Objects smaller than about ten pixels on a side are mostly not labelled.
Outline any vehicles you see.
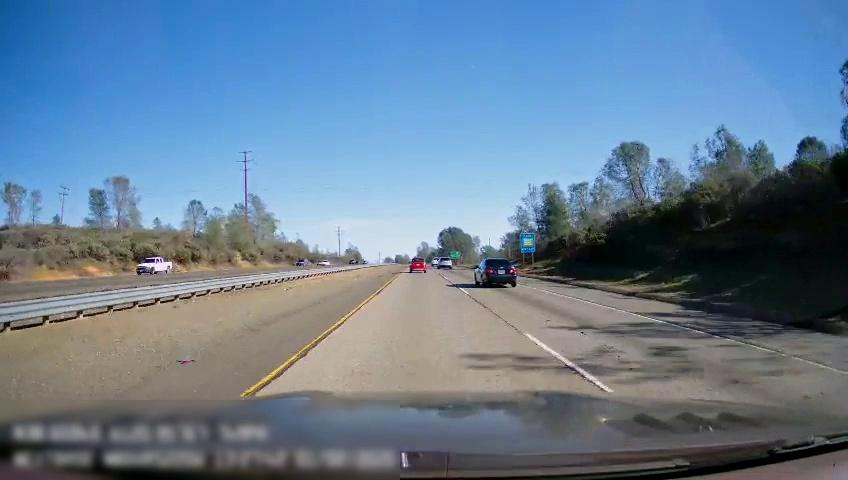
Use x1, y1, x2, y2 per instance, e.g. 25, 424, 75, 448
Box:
295, 258, 307, 267
320, 260, 331, 267
409, 257, 429, 274
472, 256, 518, 290
136, 256, 173, 276
431, 256, 439, 267
436, 256, 453, 270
